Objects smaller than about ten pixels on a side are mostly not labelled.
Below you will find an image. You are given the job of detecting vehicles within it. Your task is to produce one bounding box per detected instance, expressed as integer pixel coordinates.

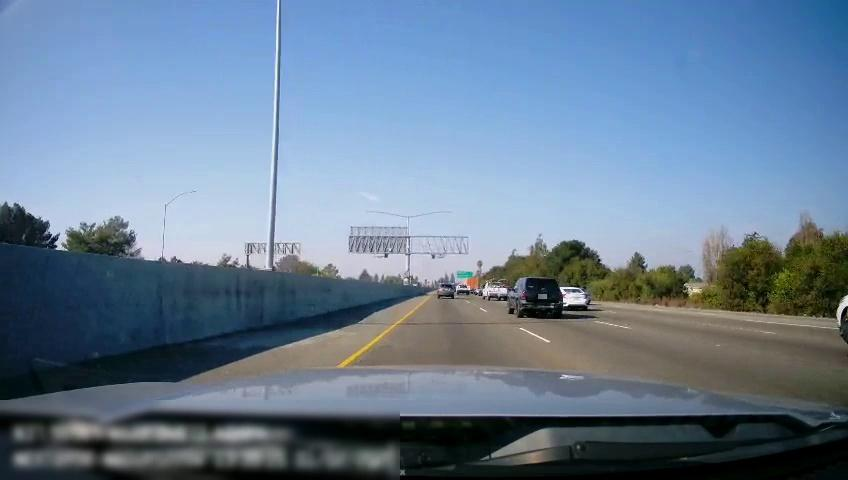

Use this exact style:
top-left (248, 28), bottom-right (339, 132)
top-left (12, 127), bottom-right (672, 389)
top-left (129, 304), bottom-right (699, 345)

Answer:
top-left (559, 286), bottom-right (588, 310)
top-left (455, 284), bottom-right (470, 295)
top-left (507, 276), bottom-right (564, 320)
top-left (466, 277), bottom-right (479, 288)
top-left (583, 287), bottom-right (593, 305)
top-left (482, 280), bottom-right (509, 301)
top-left (839, 307), bottom-right (848, 346)
top-left (436, 282), bottom-right (455, 300)
top-left (834, 294), bottom-right (848, 327)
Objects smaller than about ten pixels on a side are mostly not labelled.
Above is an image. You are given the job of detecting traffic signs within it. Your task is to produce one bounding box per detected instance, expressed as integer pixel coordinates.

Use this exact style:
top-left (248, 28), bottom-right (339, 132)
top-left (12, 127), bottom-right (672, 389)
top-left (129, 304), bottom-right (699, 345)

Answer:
top-left (456, 270), bottom-right (474, 278)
